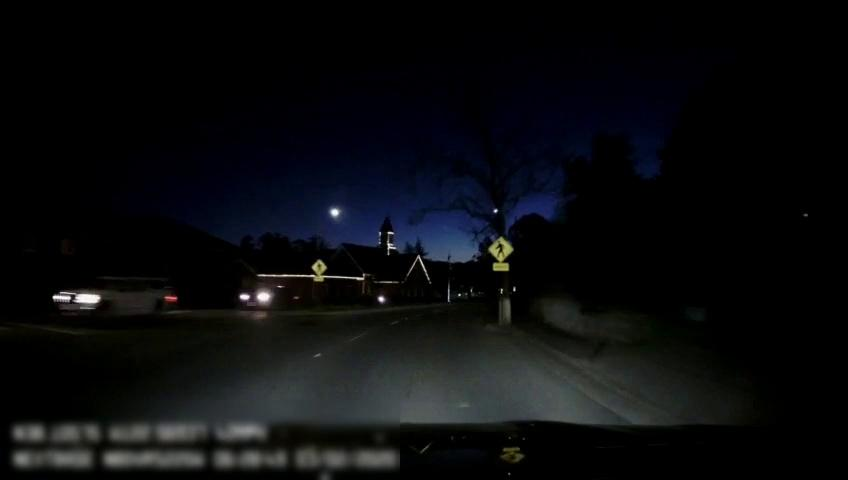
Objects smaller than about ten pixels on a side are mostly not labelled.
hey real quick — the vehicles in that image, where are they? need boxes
[238,282,300,310]
[51,277,178,329]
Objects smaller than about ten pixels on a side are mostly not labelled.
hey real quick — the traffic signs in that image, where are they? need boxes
[493,262,509,271]
[311,260,327,275]
[313,276,324,282]
[489,235,514,261]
